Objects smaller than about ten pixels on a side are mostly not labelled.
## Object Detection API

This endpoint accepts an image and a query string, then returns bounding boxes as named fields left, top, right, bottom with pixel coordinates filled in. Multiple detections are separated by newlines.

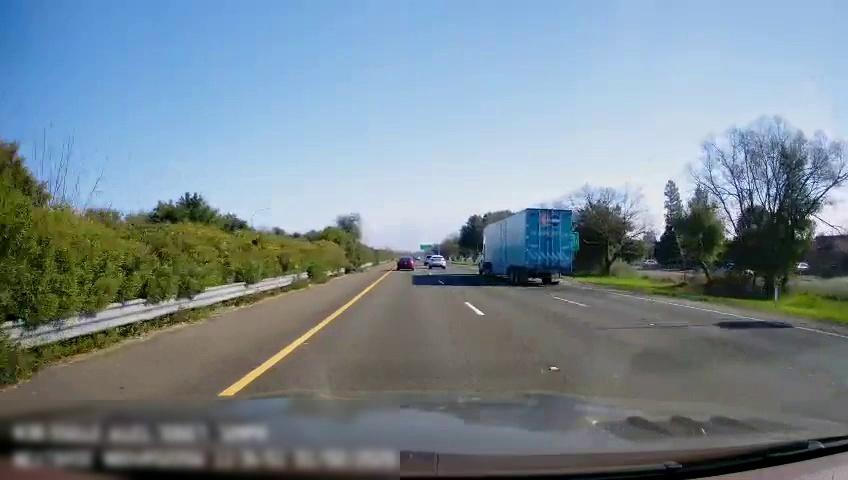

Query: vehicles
left=424, top=255, right=431, bottom=267
left=395, top=255, right=415, bottom=272
left=478, top=208, right=575, bottom=286
left=429, top=255, right=446, bottom=269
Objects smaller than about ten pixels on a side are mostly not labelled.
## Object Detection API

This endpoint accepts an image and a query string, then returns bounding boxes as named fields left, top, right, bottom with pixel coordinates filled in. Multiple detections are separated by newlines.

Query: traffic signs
left=574, top=231, right=580, bottom=250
